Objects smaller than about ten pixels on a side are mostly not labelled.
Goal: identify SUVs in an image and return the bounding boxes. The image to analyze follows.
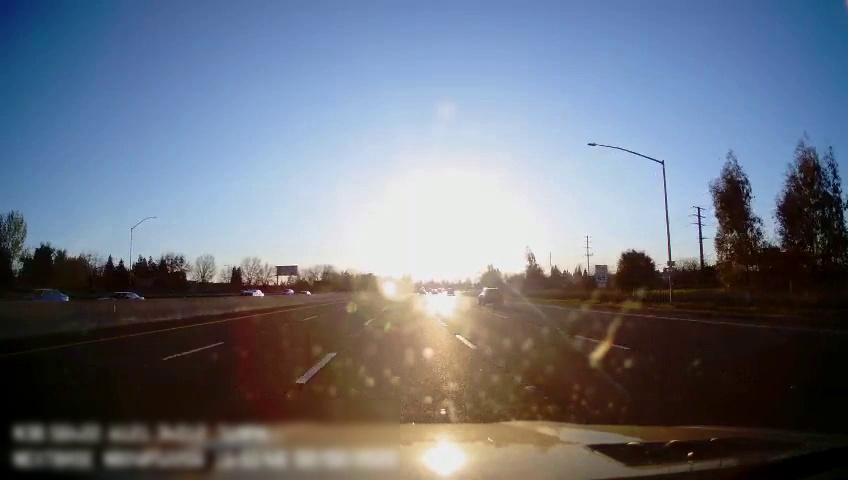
[280,288,295,296]
[478,286,505,307]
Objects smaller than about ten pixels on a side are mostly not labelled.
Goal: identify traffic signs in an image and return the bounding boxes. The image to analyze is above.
[595,264,608,283]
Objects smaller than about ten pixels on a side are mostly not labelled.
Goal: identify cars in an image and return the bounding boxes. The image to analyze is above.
[16,288,70,304]
[97,291,145,301]
[239,289,265,297]
[297,290,312,296]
